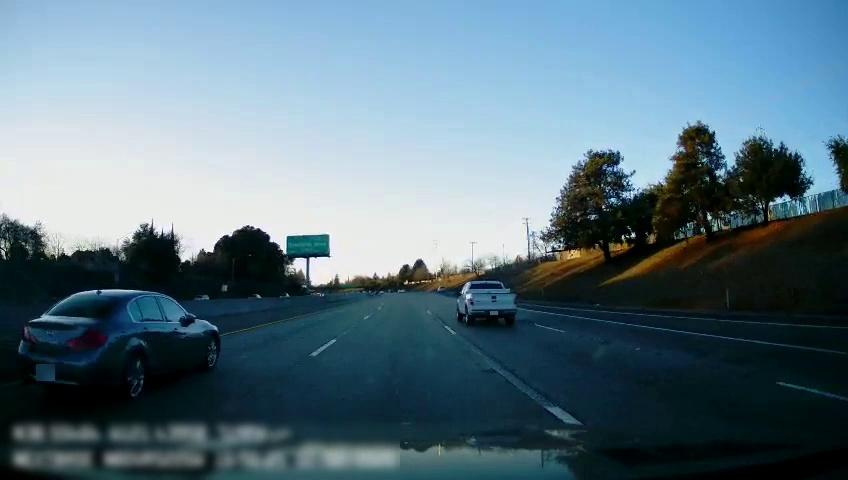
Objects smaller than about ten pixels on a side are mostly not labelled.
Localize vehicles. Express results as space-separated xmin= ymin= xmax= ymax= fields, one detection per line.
xmin=16 ymin=287 xmax=223 ymax=401
xmin=193 ymin=294 xmax=210 ymax=301
xmin=455 ymin=280 xmax=517 ymax=326
xmin=248 ymin=293 xmax=262 ymax=298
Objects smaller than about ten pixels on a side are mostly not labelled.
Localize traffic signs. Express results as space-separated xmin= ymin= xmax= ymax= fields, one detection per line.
xmin=284 ymin=233 xmax=331 ymax=259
